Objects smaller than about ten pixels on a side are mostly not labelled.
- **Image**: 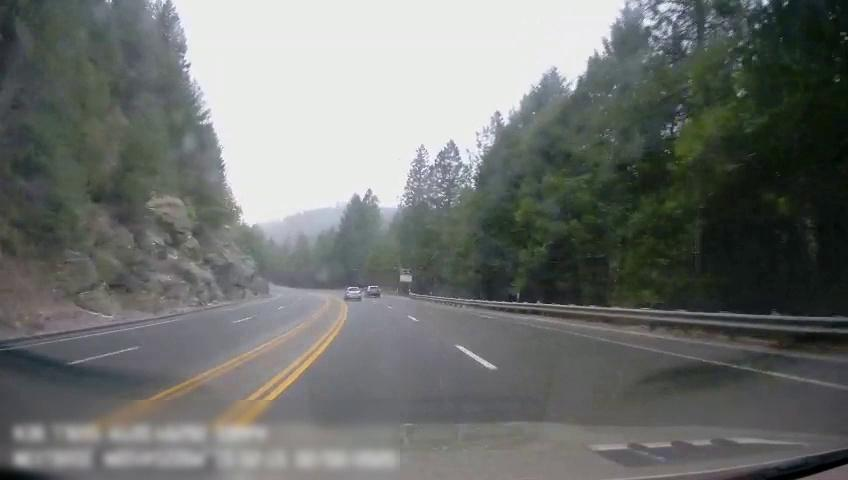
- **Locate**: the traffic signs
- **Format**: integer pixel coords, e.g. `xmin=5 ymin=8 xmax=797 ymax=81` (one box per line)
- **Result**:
xmin=399 ymin=268 xmax=412 ymax=284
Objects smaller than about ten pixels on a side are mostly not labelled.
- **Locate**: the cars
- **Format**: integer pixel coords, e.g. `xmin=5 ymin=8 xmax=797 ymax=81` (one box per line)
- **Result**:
xmin=366 ymin=285 xmax=382 ymax=298
xmin=344 ymin=286 xmax=362 ymax=301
